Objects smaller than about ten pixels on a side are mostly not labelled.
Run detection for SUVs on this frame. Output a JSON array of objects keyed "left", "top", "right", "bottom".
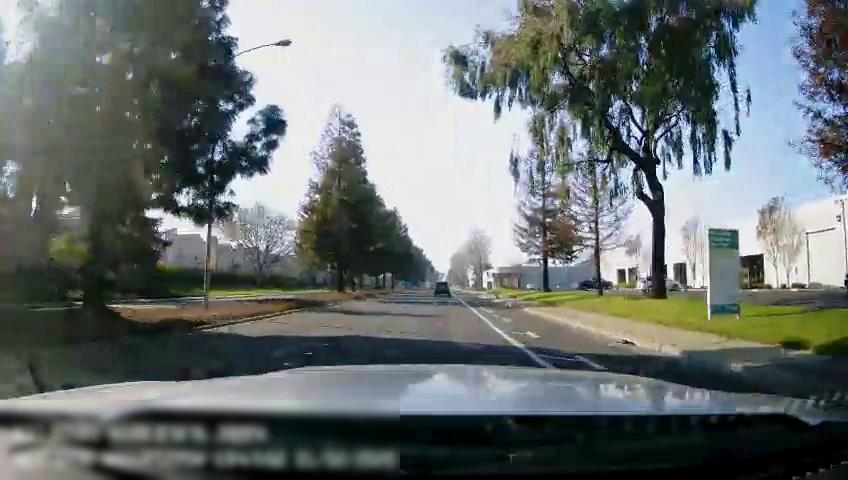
[
  {"left": 432, "top": 281, "right": 451, "bottom": 297},
  {"left": 640, "top": 277, "right": 681, "bottom": 294}
]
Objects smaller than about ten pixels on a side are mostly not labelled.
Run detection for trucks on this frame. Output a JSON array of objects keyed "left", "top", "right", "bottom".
[{"left": 578, "top": 276, "right": 612, "bottom": 290}]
